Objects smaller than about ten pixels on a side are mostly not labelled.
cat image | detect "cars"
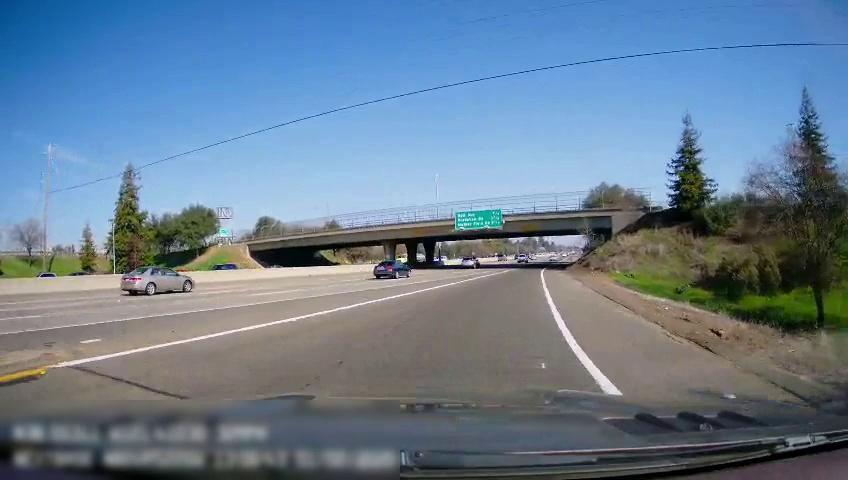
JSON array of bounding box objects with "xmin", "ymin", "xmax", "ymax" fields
[
  {"xmin": 120, "ymin": 266, "xmax": 193, "ymax": 296},
  {"xmin": 373, "ymin": 259, "xmax": 412, "ymax": 279},
  {"xmin": 33, "ymin": 272, "xmax": 56, "ymax": 278}
]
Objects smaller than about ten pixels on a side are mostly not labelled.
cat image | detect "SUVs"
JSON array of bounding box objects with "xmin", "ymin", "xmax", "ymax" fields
[
  {"xmin": 212, "ymin": 263, "xmax": 238, "ymax": 271},
  {"xmin": 461, "ymin": 255, "xmax": 481, "ymax": 269}
]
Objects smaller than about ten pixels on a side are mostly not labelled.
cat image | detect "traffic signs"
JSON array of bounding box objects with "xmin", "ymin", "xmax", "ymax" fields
[{"xmin": 454, "ymin": 209, "xmax": 502, "ymax": 231}]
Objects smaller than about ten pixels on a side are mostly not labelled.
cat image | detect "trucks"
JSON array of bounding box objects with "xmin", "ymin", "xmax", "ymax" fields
[{"xmin": 516, "ymin": 253, "xmax": 530, "ymax": 264}]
